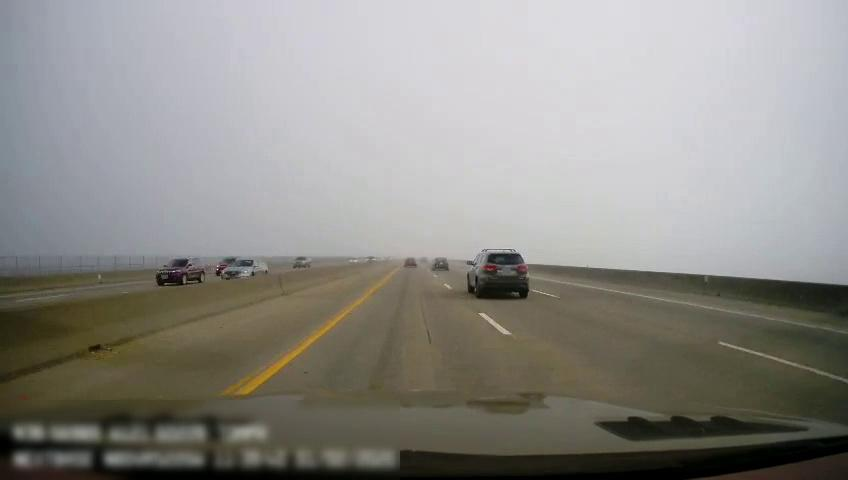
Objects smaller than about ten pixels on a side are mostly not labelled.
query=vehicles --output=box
[403,257,418,268]
[365,256,377,263]
[214,256,241,276]
[222,256,270,281]
[431,257,449,272]
[292,256,312,269]
[348,257,361,264]
[466,248,530,299]
[155,256,207,287]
